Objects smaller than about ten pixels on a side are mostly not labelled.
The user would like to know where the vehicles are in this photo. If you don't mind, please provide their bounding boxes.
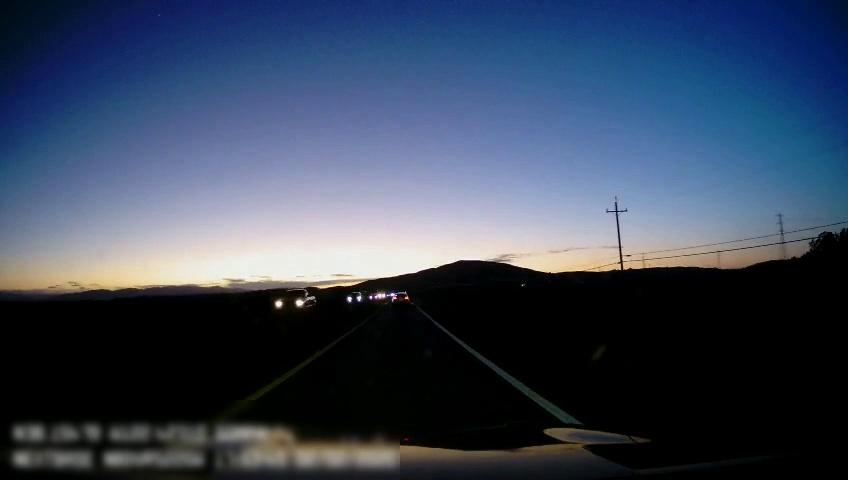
[346,291,364,304]
[273,288,318,314]
[392,292,411,307]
